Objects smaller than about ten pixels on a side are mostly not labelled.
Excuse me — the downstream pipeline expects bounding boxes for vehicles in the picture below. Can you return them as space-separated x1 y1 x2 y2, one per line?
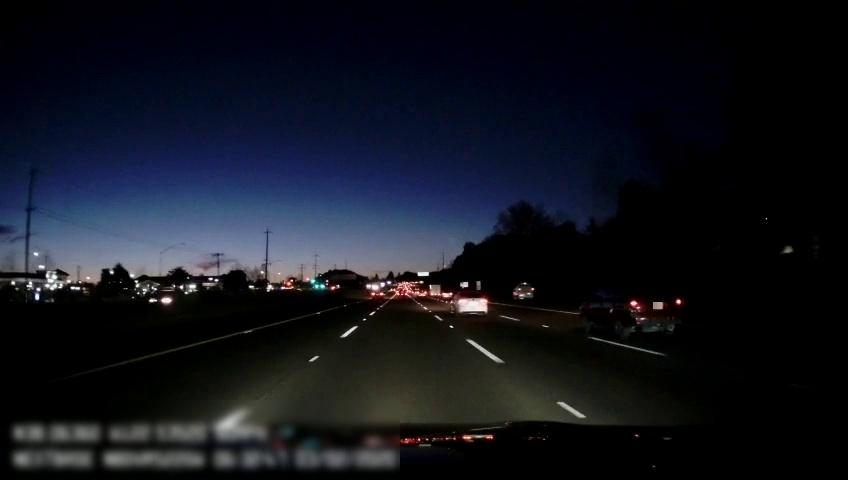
426 284 441 301
450 290 488 317
147 294 175 305
371 290 384 301
579 277 685 342
512 281 535 302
